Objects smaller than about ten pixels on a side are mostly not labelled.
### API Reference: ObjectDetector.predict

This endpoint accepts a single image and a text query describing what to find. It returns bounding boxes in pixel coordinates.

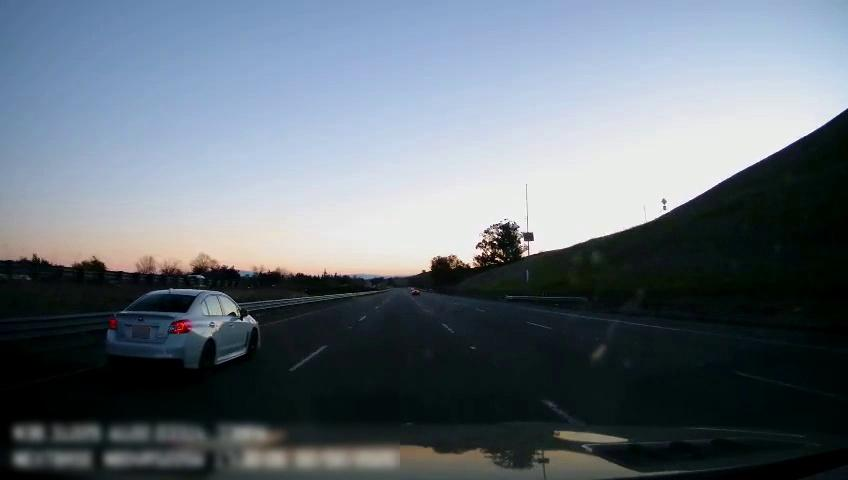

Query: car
[103,288,261,375]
